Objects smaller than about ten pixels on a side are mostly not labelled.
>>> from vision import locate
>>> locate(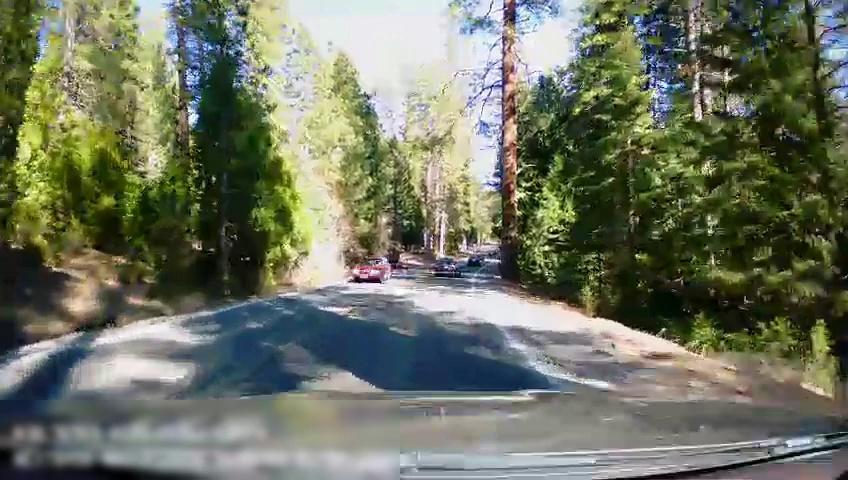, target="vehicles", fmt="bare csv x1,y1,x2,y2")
467,256,481,267
351,256,392,285
433,256,461,278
